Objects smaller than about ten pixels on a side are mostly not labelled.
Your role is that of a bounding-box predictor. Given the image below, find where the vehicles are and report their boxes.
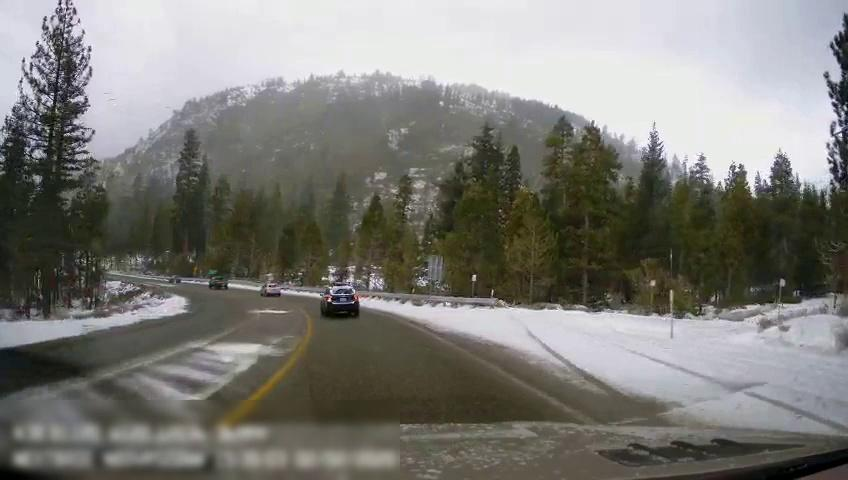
[319,280,360,318]
[208,275,228,290]
[259,281,282,298]
[168,275,181,284]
